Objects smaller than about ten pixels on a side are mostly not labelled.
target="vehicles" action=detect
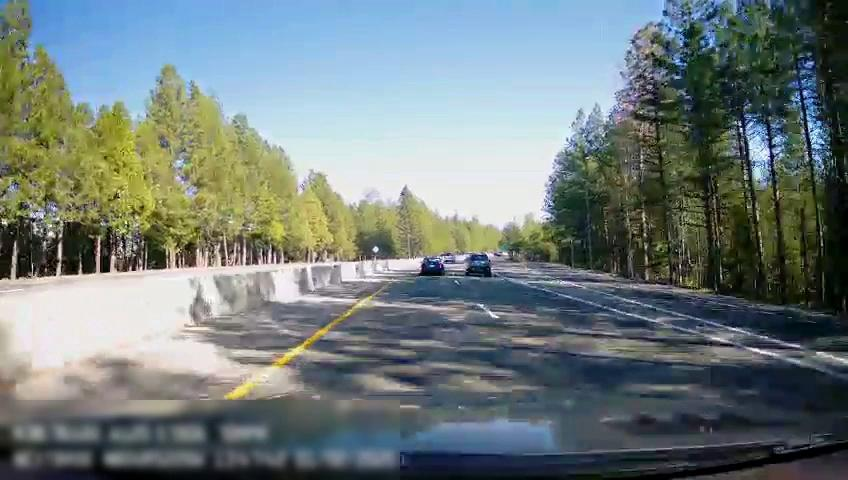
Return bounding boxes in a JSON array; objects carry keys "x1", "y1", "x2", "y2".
[
  {"x1": 442, "y1": 254, "x2": 455, "y2": 264},
  {"x1": 419, "y1": 256, "x2": 446, "y2": 276},
  {"x1": 464, "y1": 255, "x2": 490, "y2": 275}
]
